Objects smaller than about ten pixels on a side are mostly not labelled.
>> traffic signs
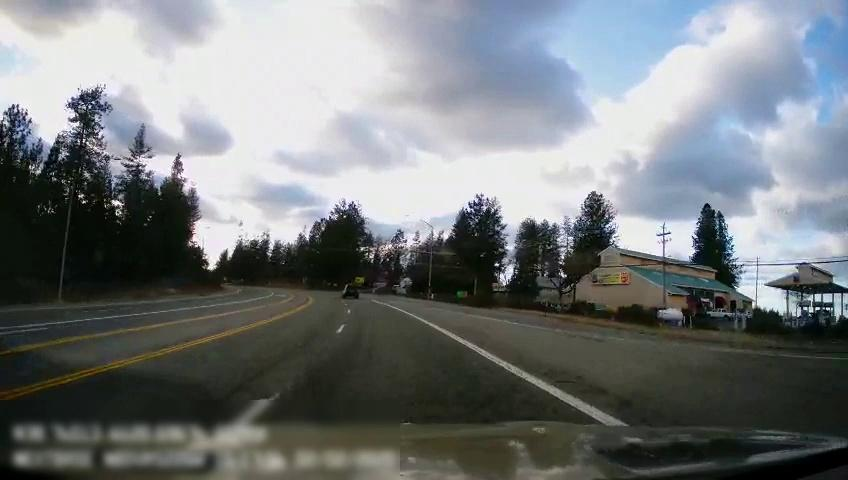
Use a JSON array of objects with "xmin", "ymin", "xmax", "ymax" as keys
[
  {"xmin": 457, "ymin": 290, "xmax": 469, "ymax": 298},
  {"xmin": 354, "ymin": 275, "xmax": 365, "ymax": 284}
]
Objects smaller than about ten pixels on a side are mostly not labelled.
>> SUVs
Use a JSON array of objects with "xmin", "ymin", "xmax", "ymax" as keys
[{"xmin": 340, "ymin": 284, "xmax": 360, "ymax": 299}]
